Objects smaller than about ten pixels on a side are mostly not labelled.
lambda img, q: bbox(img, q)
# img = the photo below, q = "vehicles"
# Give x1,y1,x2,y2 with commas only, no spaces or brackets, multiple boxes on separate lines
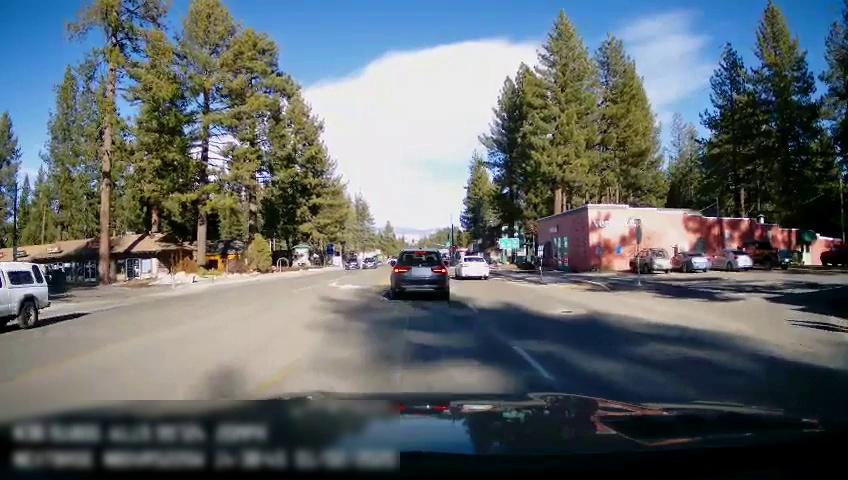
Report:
455,254,489,281
819,245,848,268
389,250,449,302
719,249,754,271
672,251,713,273
630,252,673,274
344,259,360,271
361,257,378,270
0,261,49,328
744,240,787,267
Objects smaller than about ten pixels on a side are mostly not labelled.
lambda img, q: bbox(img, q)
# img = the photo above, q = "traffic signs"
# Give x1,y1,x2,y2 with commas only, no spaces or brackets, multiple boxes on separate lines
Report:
497,237,521,251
